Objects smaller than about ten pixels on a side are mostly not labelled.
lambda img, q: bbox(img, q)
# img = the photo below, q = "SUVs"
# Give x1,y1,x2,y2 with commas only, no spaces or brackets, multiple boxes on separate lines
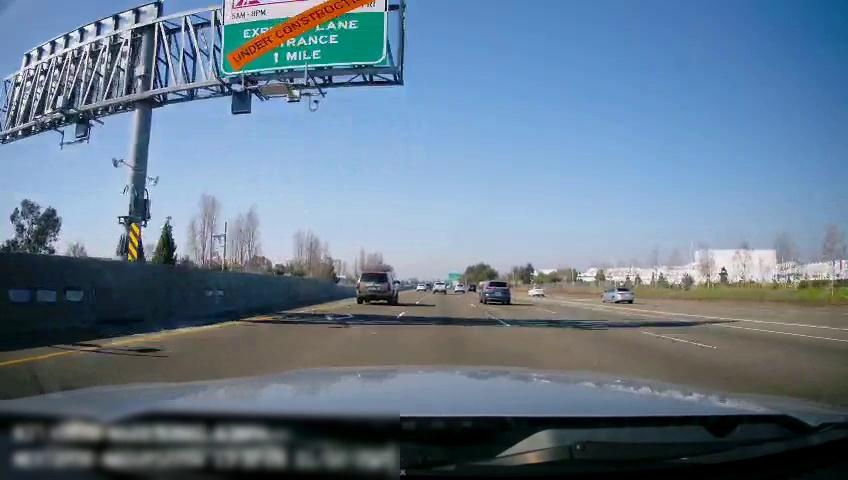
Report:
355,271,402,307
454,282,466,294
432,281,447,295
479,280,511,305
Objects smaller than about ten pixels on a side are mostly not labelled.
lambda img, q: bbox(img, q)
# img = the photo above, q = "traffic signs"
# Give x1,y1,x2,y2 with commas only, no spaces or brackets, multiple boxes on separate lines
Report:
448,272,464,280
219,0,390,77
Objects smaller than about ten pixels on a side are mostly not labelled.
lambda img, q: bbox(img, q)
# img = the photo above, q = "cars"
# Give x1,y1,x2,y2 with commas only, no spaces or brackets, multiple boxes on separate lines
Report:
601,286,635,304
527,286,545,297
416,282,427,292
